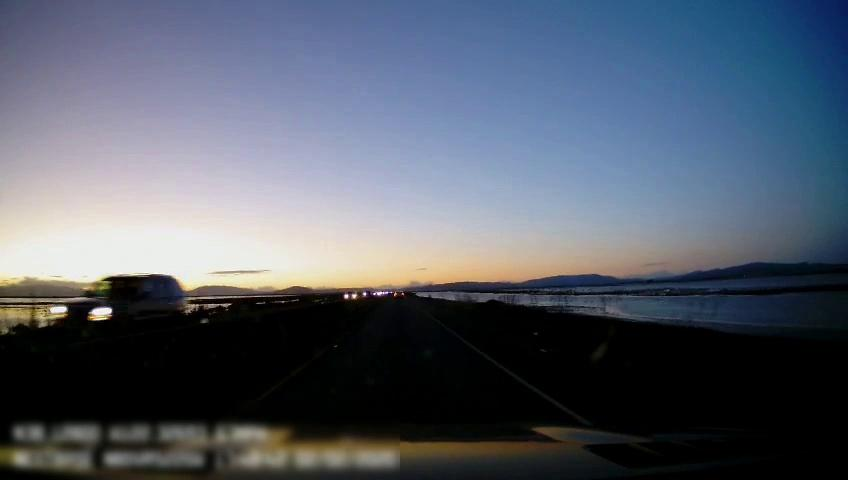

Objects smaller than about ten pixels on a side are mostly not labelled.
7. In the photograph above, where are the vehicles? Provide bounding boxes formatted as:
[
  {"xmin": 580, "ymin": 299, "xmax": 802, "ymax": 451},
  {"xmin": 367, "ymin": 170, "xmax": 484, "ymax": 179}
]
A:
[
  {"xmin": 51, "ymin": 274, "xmax": 189, "ymax": 341},
  {"xmin": 393, "ymin": 289, "xmax": 405, "ymax": 298},
  {"xmin": 343, "ymin": 291, "xmax": 359, "ymax": 301}
]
